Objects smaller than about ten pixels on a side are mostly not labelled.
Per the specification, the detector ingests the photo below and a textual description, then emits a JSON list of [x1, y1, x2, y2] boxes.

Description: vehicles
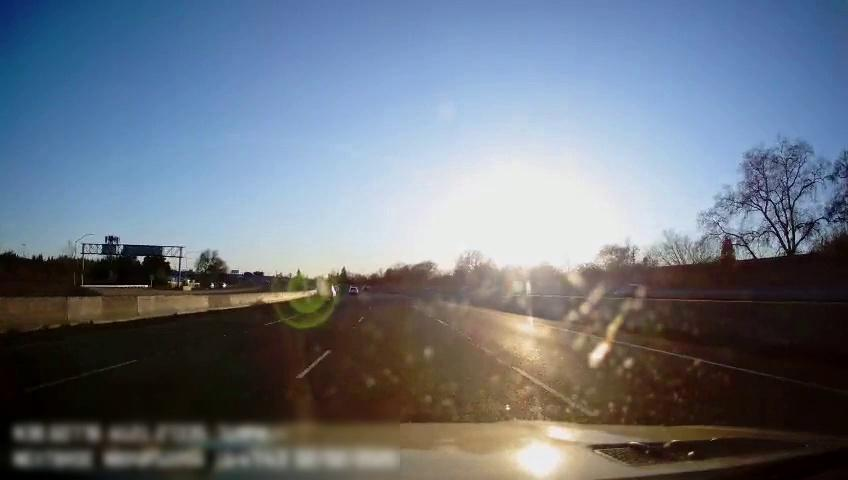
[[319, 285, 336, 301], [348, 286, 359, 296], [614, 284, 648, 298]]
